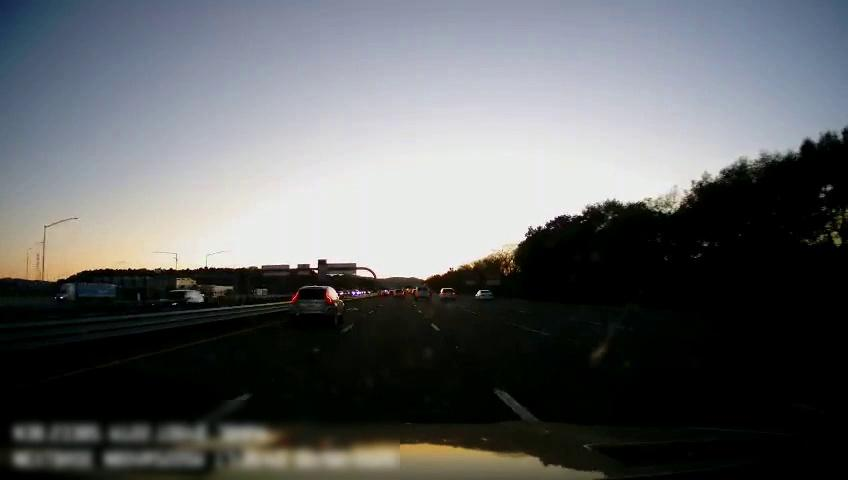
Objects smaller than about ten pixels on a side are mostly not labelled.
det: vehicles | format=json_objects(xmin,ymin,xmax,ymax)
[
  {"xmin": 438, "ymin": 287, "xmax": 456, "ymax": 302},
  {"xmin": 414, "ymin": 285, "xmax": 432, "ymax": 301},
  {"xmin": 53, "ymin": 283, "xmax": 116, "ymax": 304},
  {"xmin": 474, "ymin": 289, "xmax": 492, "ymax": 301},
  {"xmin": 393, "ymin": 288, "xmax": 405, "ymax": 298},
  {"xmin": 290, "ymin": 285, "xmax": 346, "ymax": 326},
  {"xmin": 159, "ymin": 289, "xmax": 205, "ymax": 309}
]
